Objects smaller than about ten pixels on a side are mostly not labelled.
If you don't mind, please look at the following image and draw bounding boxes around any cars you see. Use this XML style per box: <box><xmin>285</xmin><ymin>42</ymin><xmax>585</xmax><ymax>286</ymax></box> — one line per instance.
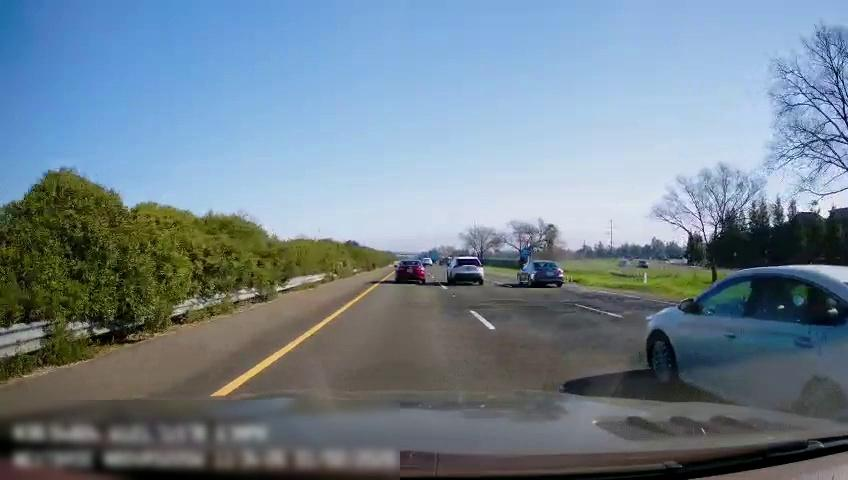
<box><xmin>394</xmin><ymin>259</ymin><xmax>427</xmax><ymax>284</ymax></box>
<box><xmin>514</xmin><ymin>259</ymin><xmax>565</xmax><ymax>289</ymax></box>
<box><xmin>644</xmin><ymin>263</ymin><xmax>848</xmax><ymax>426</ymax></box>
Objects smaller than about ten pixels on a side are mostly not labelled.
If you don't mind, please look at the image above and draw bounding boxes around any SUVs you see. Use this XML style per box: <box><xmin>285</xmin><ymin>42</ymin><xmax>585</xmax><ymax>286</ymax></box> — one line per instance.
<box><xmin>445</xmin><ymin>256</ymin><xmax>485</xmax><ymax>286</ymax></box>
